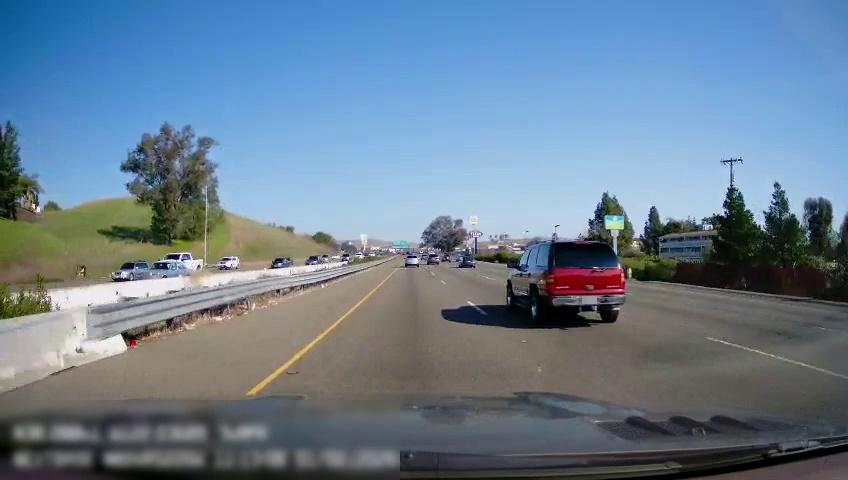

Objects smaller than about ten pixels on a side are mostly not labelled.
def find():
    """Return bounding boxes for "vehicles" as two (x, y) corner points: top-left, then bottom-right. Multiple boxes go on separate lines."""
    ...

(216, 256), (240, 271)
(306, 255), (320, 266)
(145, 261), (194, 279)
(161, 252), (205, 272)
(270, 257), (293, 269)
(111, 261), (150, 283)
(428, 253), (441, 265)
(341, 253), (350, 262)
(403, 254), (420, 268)
(504, 240), (627, 324)
(458, 256), (476, 269)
